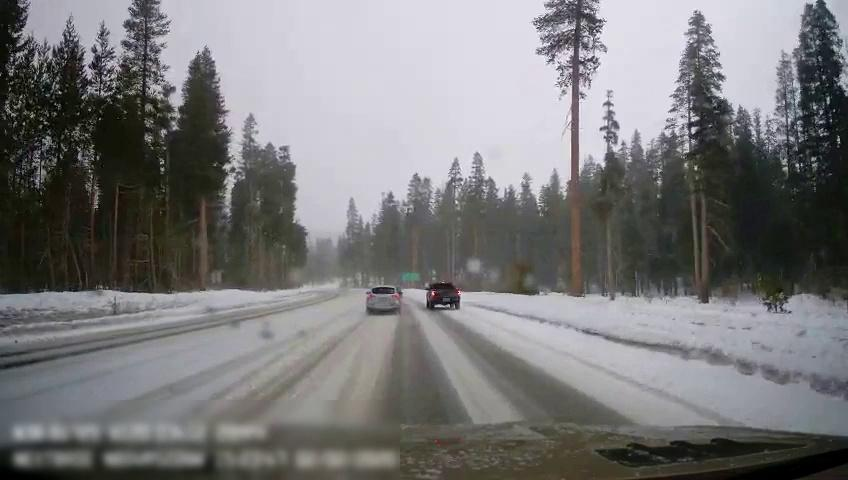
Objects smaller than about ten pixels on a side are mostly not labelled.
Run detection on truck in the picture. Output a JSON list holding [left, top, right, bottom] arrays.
[[426, 281, 461, 310]]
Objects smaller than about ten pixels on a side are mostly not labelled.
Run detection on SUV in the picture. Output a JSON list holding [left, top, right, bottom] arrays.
[[363, 285, 404, 317]]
